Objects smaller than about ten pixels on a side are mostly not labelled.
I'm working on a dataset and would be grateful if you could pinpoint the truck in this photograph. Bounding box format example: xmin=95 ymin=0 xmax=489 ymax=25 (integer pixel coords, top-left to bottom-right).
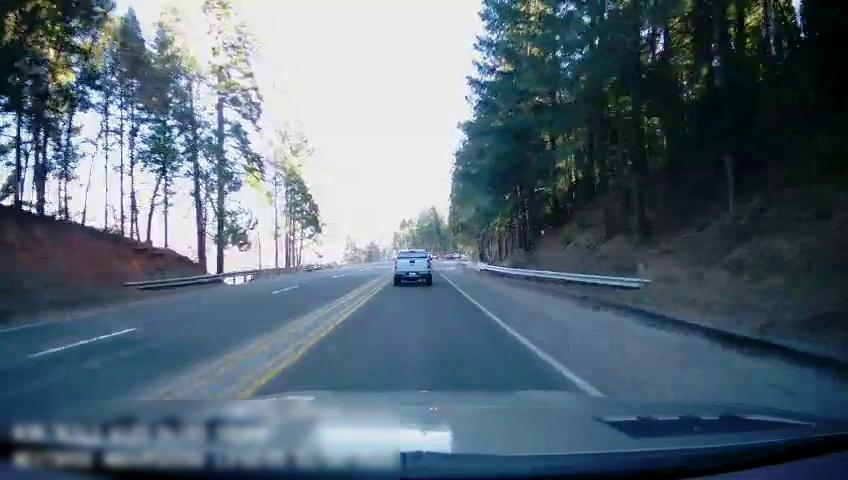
xmin=392 ymin=248 xmax=433 ymax=288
